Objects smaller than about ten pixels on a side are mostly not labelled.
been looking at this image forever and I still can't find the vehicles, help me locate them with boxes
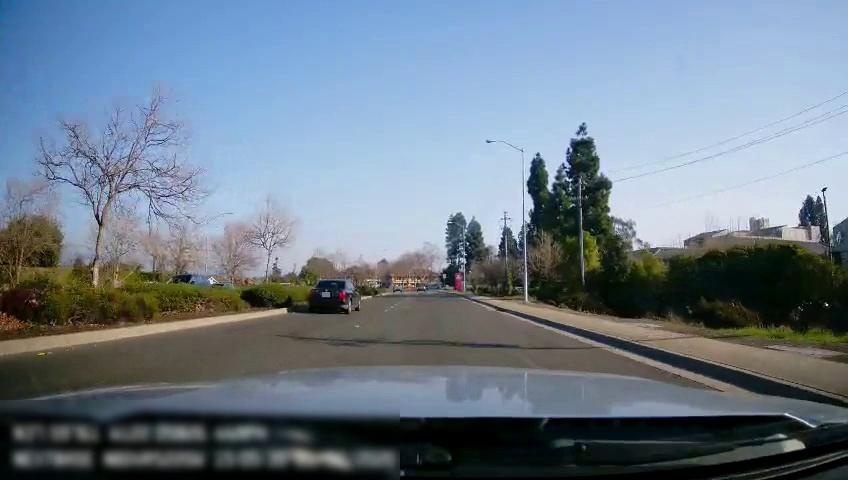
[310,279,361,314]
[167,274,209,291]
[210,283,229,290]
